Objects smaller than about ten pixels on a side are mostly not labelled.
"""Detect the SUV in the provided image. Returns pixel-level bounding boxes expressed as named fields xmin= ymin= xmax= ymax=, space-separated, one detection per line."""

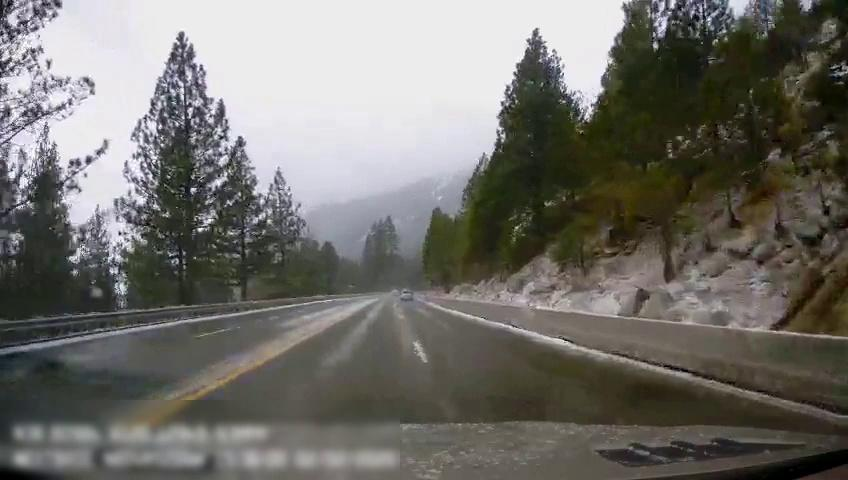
xmin=400 ymin=289 xmax=413 ymax=301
